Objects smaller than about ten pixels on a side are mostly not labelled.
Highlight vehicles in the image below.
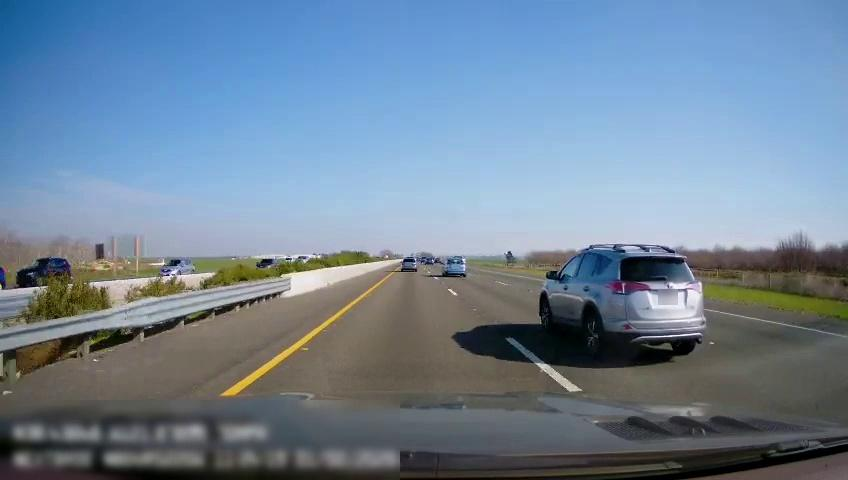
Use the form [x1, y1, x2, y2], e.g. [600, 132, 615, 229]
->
[159, 258, 193, 276]
[537, 243, 707, 356]
[256, 258, 276, 268]
[400, 257, 418, 272]
[16, 257, 71, 289]
[443, 257, 467, 276]
[0, 267, 7, 290]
